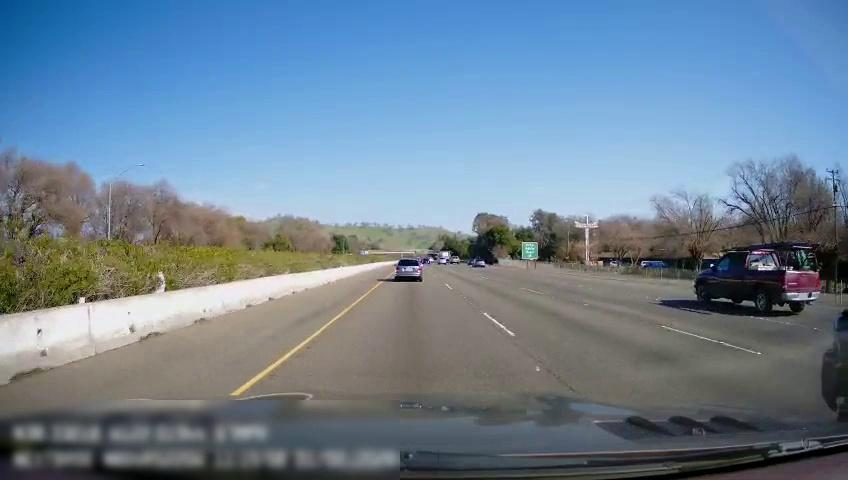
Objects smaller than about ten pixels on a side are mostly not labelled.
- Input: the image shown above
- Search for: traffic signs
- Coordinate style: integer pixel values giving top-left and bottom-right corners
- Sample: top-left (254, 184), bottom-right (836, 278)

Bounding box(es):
top-left (521, 241), bottom-right (539, 260)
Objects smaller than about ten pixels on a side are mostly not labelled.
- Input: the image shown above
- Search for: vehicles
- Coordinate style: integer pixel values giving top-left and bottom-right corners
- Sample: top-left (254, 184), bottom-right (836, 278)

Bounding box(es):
top-left (393, 257), bottom-right (423, 281)
top-left (441, 250), bottom-right (451, 262)
top-left (471, 257), bottom-right (486, 268)
top-left (449, 255), bottom-right (460, 265)
top-left (693, 241), bottom-right (821, 315)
